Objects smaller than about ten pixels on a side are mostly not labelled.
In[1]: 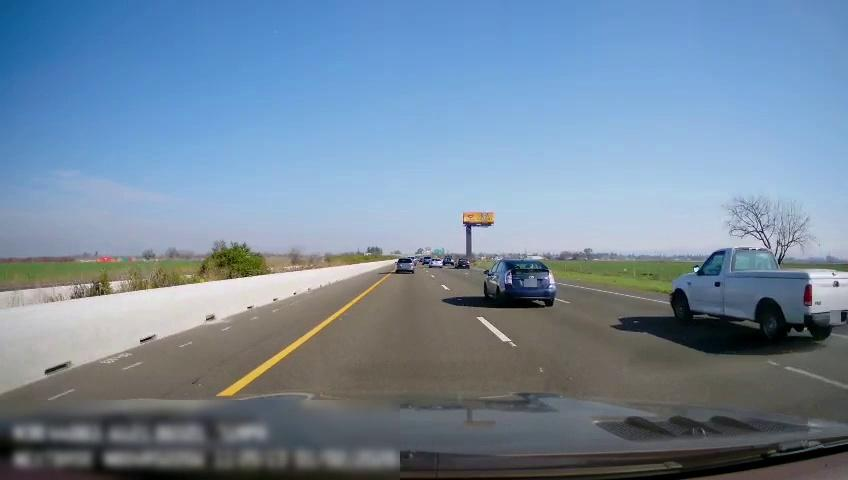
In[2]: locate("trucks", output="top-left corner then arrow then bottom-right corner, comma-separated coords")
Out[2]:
669,246 -> 848,346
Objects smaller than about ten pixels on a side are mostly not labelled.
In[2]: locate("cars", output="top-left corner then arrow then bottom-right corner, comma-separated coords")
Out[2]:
455,257 -> 471,269
442,256 -> 455,265
483,258 -> 557,307
393,257 -> 414,275
428,257 -> 443,269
